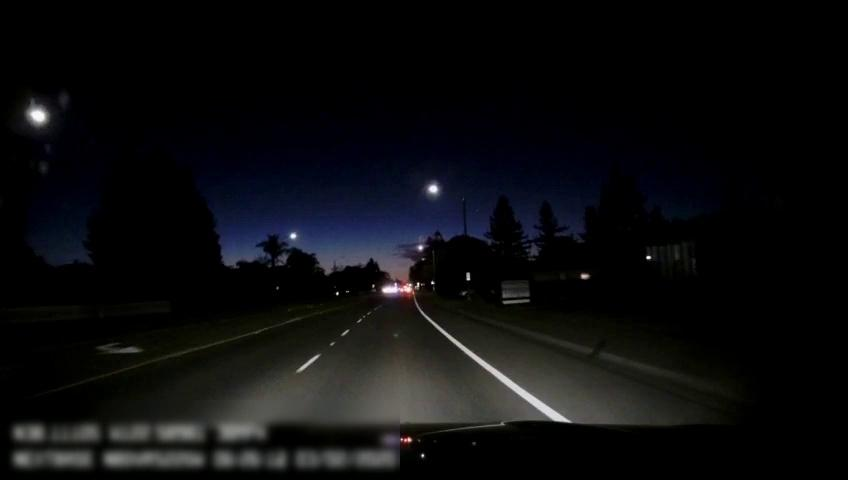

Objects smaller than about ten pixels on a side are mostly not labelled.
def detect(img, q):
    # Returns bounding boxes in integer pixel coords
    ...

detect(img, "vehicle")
[458,286,496,302]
